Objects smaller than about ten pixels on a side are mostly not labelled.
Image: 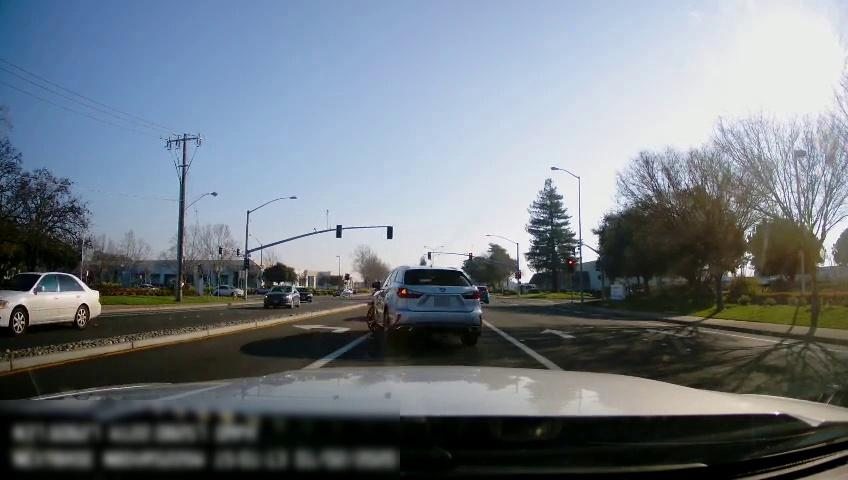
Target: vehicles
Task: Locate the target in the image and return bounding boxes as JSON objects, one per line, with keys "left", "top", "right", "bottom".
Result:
{"left": 367, "top": 264, "right": 482, "bottom": 347}
{"left": 0, "top": 271, "right": 102, "bottom": 341}
{"left": 475, "top": 286, "right": 489, "bottom": 304}
{"left": 263, "top": 285, "right": 300, "bottom": 309}
{"left": 297, "top": 287, "right": 313, "bottom": 303}
{"left": 214, "top": 284, "right": 245, "bottom": 297}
